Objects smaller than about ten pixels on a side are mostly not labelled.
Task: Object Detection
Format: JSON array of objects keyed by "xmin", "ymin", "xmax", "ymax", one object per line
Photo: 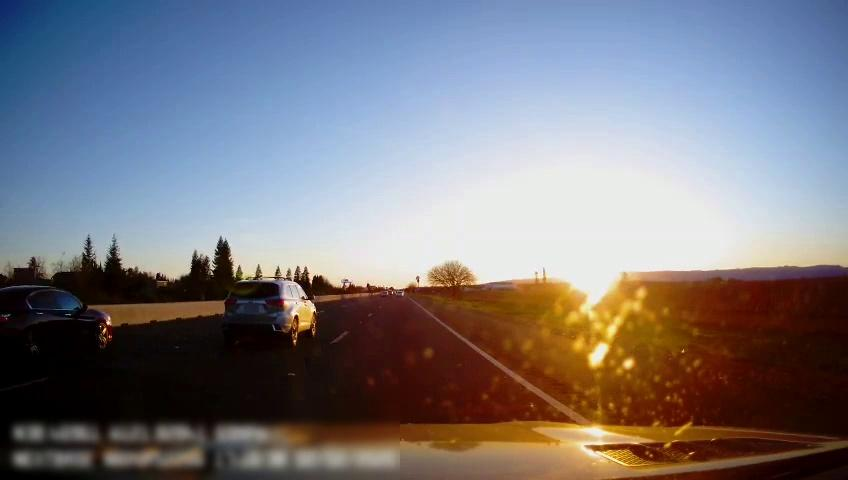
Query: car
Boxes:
[{"xmin": 0, "ymin": 285, "xmax": 113, "ymax": 363}]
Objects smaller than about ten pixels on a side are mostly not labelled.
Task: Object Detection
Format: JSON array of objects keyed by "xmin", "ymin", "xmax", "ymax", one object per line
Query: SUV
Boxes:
[{"xmin": 221, "ymin": 278, "xmax": 317, "ymax": 348}]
